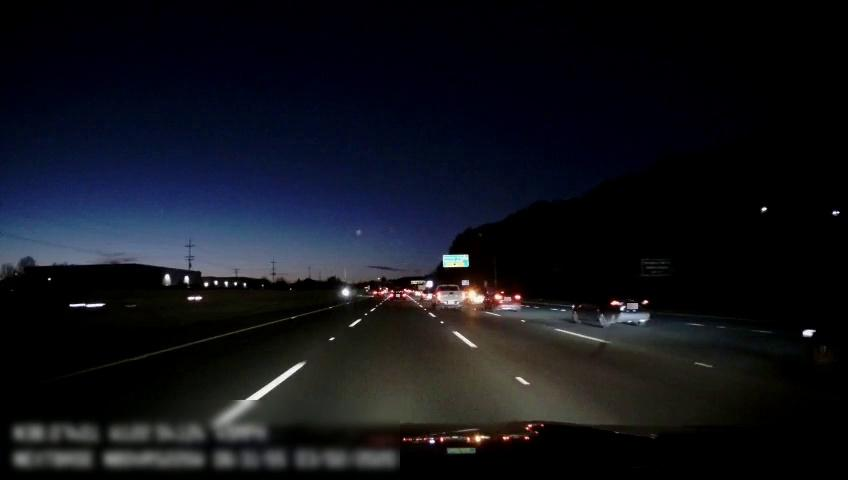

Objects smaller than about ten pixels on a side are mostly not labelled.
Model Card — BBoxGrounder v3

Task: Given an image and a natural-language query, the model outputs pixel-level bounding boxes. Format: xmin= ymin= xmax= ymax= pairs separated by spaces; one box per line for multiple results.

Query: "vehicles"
xmin=392 ymin=290 xmax=407 ymax=301
xmin=482 ymin=287 xmax=521 ymax=312
xmin=185 ymin=292 xmax=204 ymax=302
xmin=431 ymin=284 xmax=464 ymax=311
xmin=569 ymin=284 xmax=652 ymax=330
xmin=419 ymin=286 xmax=434 ymax=301
xmin=802 ymin=323 xmax=848 ymax=367
xmin=67 ymin=296 xmax=109 ymax=311
xmin=371 ymin=289 xmax=385 ymax=302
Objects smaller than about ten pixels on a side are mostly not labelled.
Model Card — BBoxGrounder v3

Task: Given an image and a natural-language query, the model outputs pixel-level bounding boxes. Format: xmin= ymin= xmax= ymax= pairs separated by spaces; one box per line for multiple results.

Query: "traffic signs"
xmin=442 ymin=254 xmax=469 ymax=268
xmin=640 ymin=255 xmax=672 ymax=280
